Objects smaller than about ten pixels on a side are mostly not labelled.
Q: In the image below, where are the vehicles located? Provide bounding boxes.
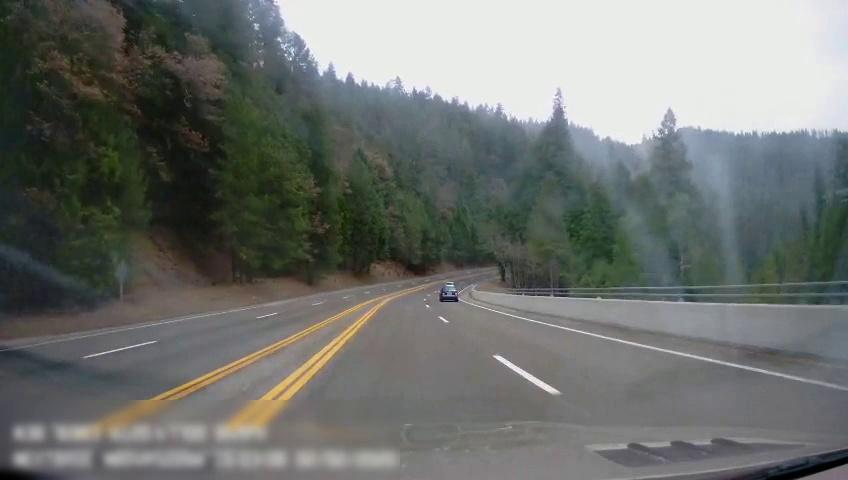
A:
[439,287,458,302]
[444,281,456,288]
